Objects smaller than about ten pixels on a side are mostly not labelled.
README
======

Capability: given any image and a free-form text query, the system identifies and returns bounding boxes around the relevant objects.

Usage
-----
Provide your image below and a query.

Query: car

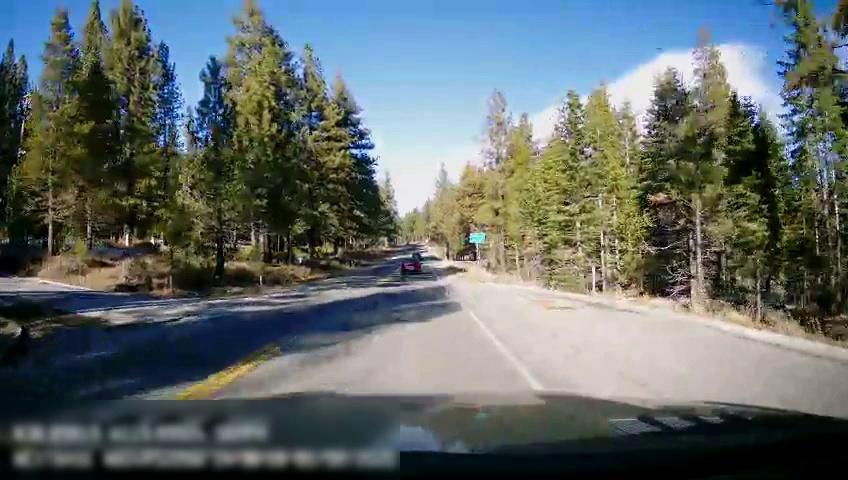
[402,258,421,274]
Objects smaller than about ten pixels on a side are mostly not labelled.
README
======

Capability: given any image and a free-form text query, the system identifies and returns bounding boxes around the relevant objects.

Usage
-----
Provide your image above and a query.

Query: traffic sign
[468,230,488,243]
